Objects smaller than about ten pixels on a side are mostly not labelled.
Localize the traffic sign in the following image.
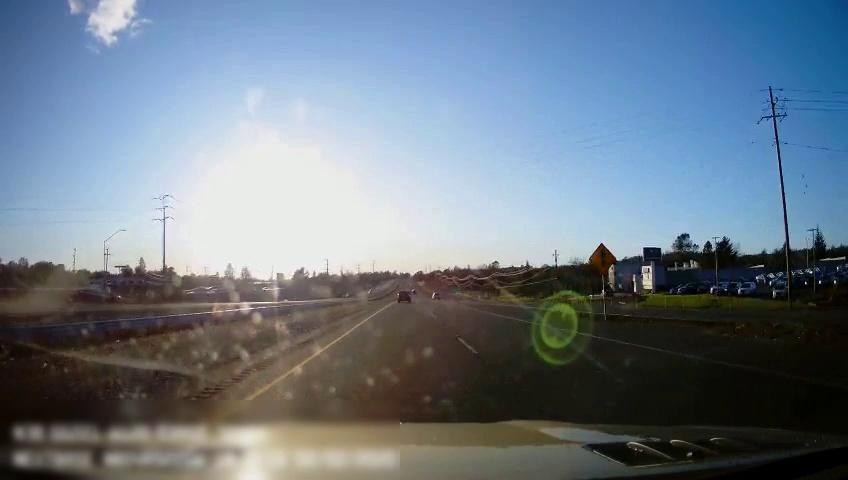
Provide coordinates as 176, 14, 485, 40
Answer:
588, 242, 616, 276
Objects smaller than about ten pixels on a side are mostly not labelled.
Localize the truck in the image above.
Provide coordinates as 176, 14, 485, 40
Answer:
397, 291, 411, 304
